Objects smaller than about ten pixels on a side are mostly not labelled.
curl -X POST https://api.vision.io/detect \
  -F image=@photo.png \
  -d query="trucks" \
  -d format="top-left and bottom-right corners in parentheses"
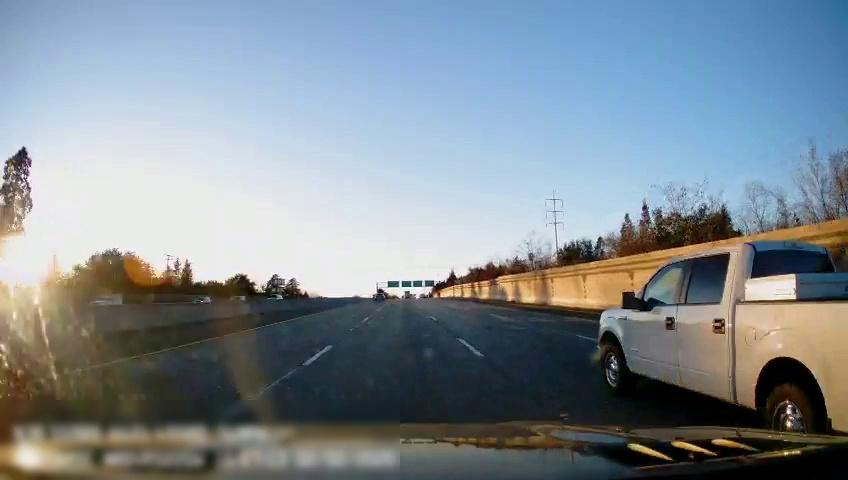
top-left (596, 241), bottom-right (848, 436)
top-left (88, 294), bottom-right (122, 306)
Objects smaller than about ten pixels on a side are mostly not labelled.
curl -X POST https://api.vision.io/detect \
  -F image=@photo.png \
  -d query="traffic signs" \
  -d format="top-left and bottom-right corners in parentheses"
top-left (400, 280), bottom-right (411, 288)
top-left (387, 280), bottom-right (400, 288)
top-left (424, 279), bottom-right (435, 287)
top-left (413, 280), bottom-right (424, 288)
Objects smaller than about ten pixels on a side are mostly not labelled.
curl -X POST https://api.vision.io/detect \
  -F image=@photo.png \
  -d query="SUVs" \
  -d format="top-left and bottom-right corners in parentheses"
top-left (266, 294), bottom-right (283, 300)
top-left (193, 296), bottom-right (211, 304)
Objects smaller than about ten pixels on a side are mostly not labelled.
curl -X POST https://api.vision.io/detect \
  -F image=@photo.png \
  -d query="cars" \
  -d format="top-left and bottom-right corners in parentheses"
top-left (373, 291), bottom-right (385, 302)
